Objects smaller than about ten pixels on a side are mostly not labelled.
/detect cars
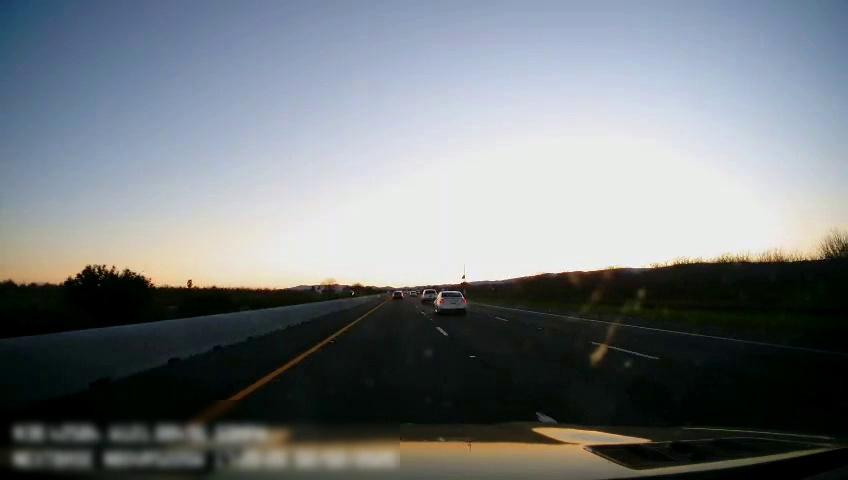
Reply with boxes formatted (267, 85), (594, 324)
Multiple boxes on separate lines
(434, 290), (468, 315)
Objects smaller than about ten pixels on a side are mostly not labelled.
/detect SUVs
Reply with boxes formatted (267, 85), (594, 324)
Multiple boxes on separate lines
(420, 288), (437, 301)
(392, 290), (405, 301)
